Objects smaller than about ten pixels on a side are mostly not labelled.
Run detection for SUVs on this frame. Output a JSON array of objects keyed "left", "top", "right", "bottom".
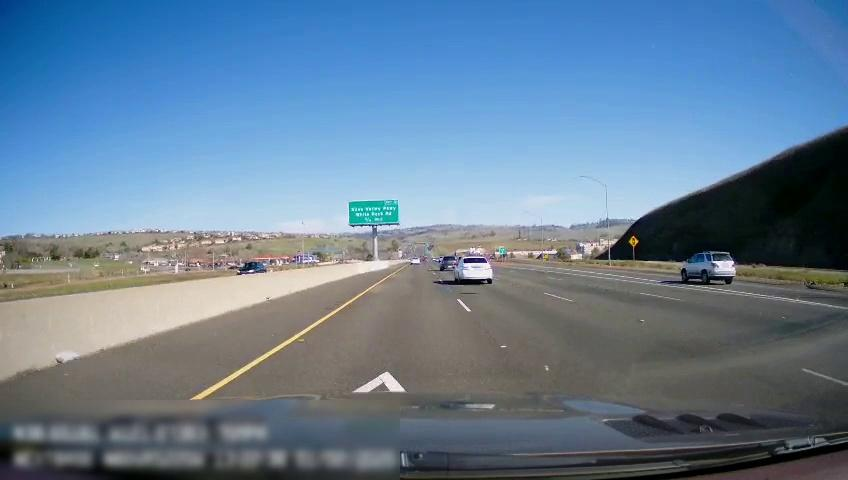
[
  {"left": 410, "top": 257, "right": 421, "bottom": 265},
  {"left": 679, "top": 252, "right": 736, "bottom": 286}
]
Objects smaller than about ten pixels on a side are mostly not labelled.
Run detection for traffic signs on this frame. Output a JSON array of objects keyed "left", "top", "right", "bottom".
[
  {"left": 347, "top": 199, "right": 401, "bottom": 225},
  {"left": 628, "top": 235, "right": 639, "bottom": 248}
]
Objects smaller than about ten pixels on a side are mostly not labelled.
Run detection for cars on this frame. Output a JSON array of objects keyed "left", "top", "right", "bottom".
[
  {"left": 453, "top": 255, "right": 492, "bottom": 283},
  {"left": 236, "top": 262, "right": 266, "bottom": 275},
  {"left": 439, "top": 255, "right": 457, "bottom": 271}
]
